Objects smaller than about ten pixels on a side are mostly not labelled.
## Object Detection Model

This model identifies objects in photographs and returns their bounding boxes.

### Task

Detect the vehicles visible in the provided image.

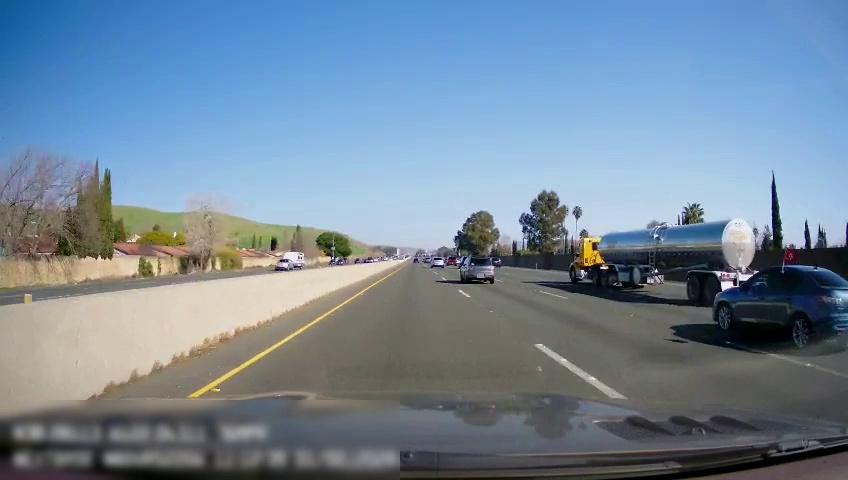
[569,220,760,306]
[447,256,458,267]
[375,256,385,262]
[460,258,496,284]
[328,258,336,265]
[353,257,362,265]
[275,251,305,272]
[430,256,445,268]
[493,256,502,266]
[336,259,346,266]
[363,256,373,263]
[712,265,848,347]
